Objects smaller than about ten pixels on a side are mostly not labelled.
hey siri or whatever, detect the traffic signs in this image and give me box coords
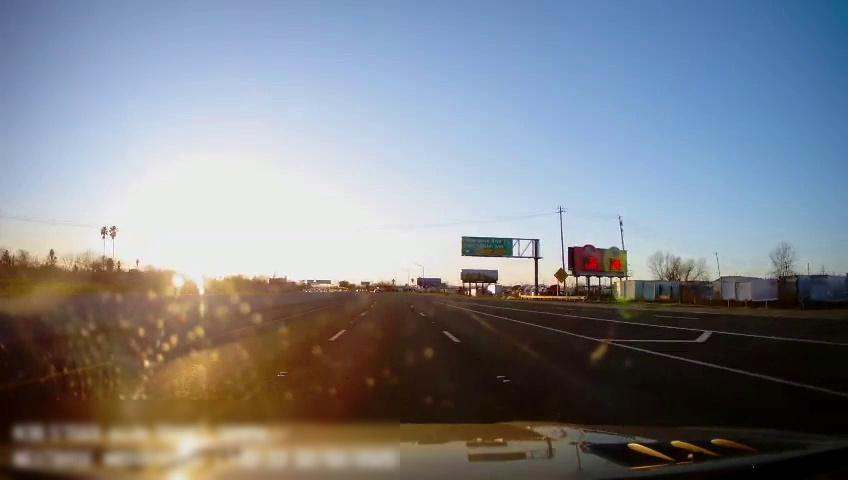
[461,236,513,257]
[554,267,568,283]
